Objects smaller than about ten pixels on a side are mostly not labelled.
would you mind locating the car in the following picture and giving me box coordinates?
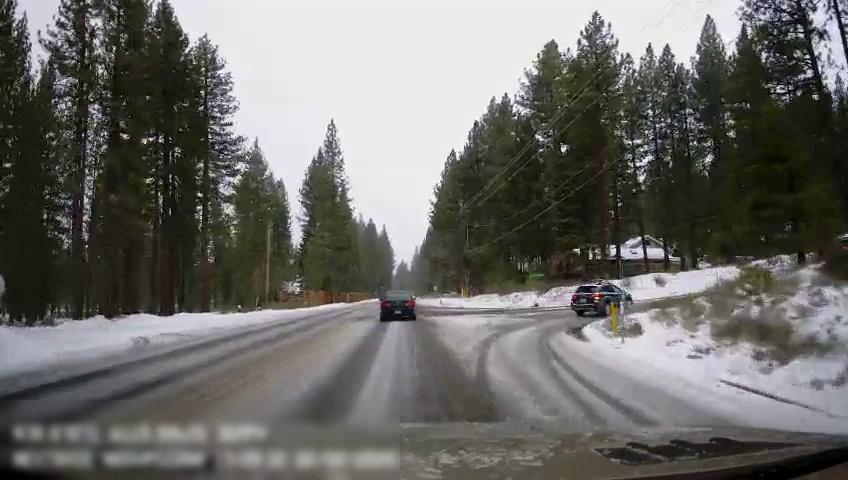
[379,290,417,322]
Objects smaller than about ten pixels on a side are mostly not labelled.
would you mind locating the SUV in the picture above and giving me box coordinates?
[570,283,634,318]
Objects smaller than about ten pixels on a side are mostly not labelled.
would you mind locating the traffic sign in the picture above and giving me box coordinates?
[531,273,545,278]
